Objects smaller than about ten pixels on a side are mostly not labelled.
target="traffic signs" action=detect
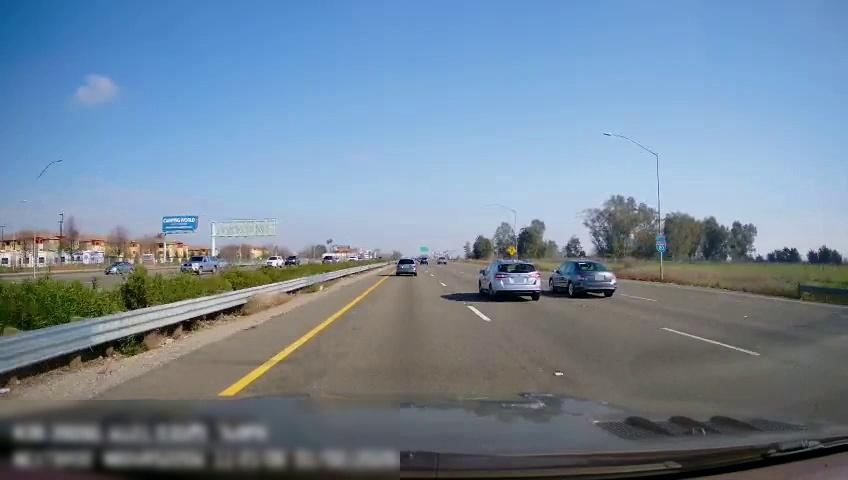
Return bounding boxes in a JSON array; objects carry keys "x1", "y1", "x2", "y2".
[
  {"x1": 655, "y1": 235, "x2": 667, "y2": 254},
  {"x1": 506, "y1": 245, "x2": 517, "y2": 256}
]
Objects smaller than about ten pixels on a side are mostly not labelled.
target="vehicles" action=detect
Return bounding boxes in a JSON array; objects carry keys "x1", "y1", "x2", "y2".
[
  {"x1": 103, "y1": 261, "x2": 134, "y2": 276},
  {"x1": 547, "y1": 259, "x2": 617, "y2": 299},
  {"x1": 264, "y1": 255, "x2": 286, "y2": 269},
  {"x1": 180, "y1": 255, "x2": 220, "y2": 276},
  {"x1": 284, "y1": 255, "x2": 301, "y2": 266},
  {"x1": 394, "y1": 258, "x2": 418, "y2": 277},
  {"x1": 478, "y1": 259, "x2": 541, "y2": 302},
  {"x1": 321, "y1": 255, "x2": 337, "y2": 266}
]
